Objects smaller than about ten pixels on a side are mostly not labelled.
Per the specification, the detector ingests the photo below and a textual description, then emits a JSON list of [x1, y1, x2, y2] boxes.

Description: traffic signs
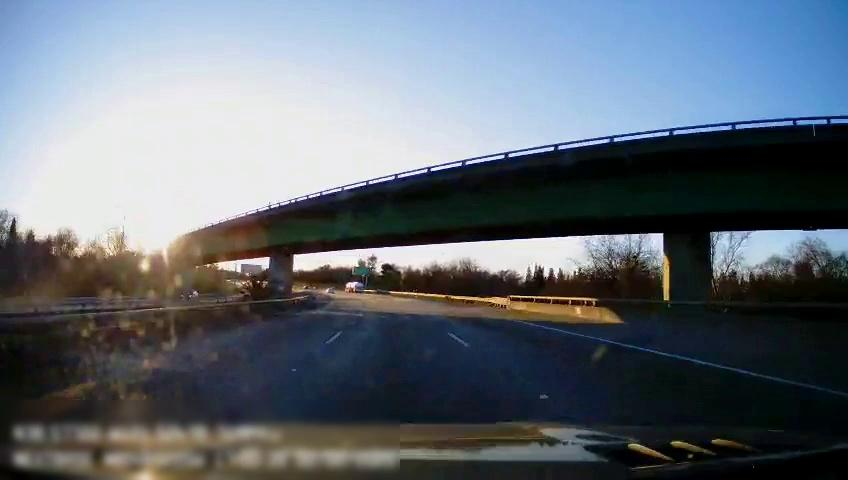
[[352, 266, 370, 275]]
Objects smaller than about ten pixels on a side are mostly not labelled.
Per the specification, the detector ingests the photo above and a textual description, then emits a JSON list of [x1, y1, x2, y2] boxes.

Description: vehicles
[[345, 282, 364, 293], [178, 289, 199, 302]]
